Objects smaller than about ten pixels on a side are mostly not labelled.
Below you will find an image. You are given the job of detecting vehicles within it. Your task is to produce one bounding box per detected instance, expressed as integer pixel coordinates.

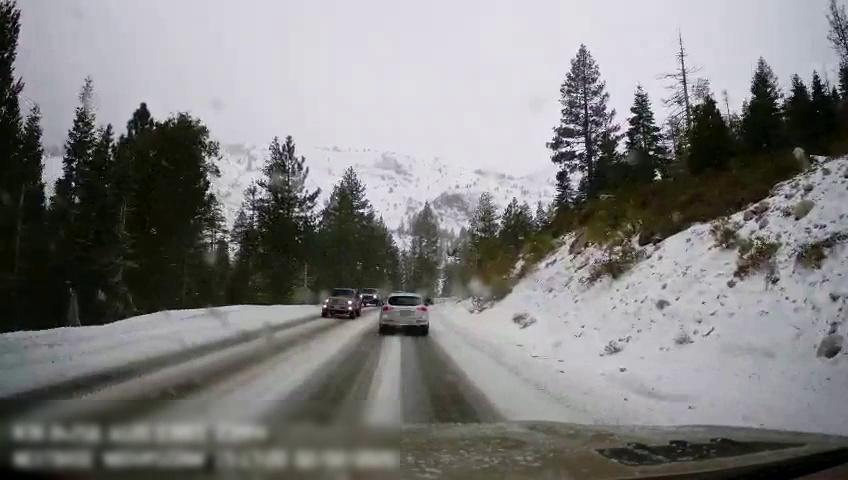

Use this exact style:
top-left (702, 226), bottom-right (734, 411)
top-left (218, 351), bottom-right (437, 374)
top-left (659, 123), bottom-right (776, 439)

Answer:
top-left (321, 288), bottom-right (362, 319)
top-left (359, 287), bottom-right (384, 308)
top-left (378, 293), bottom-right (431, 338)
top-left (416, 290), bottom-right (434, 305)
